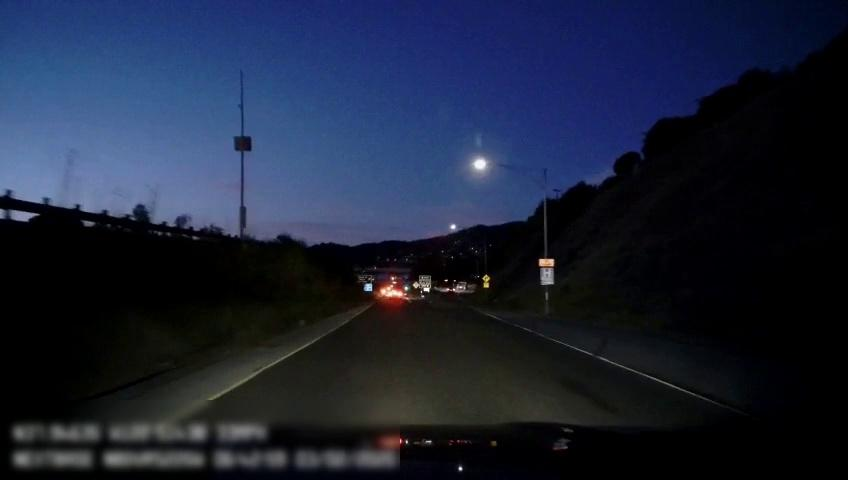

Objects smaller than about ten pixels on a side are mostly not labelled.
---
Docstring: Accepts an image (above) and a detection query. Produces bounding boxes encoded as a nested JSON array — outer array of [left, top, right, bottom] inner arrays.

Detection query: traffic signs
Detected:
[[540, 267, 556, 285], [538, 257, 555, 266], [358, 273, 371, 283], [419, 274, 431, 287]]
